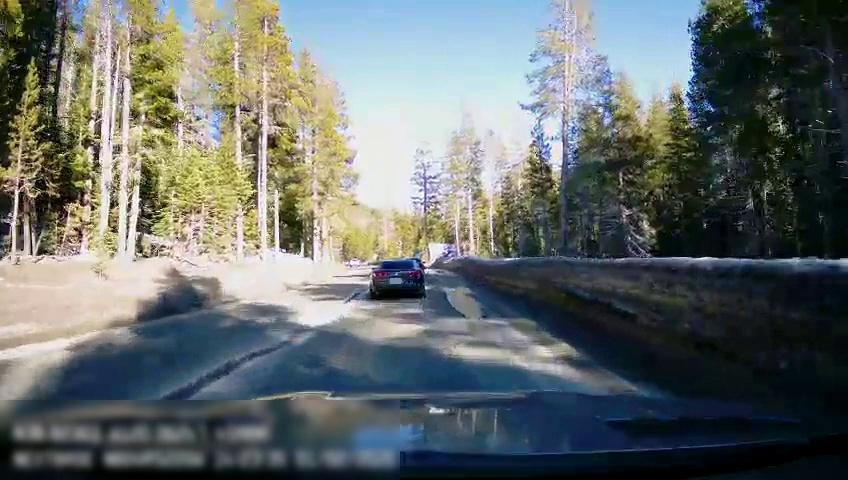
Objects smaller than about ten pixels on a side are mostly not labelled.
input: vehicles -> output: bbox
[370,259,425,297]
[349,257,360,268]
[407,256,426,275]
